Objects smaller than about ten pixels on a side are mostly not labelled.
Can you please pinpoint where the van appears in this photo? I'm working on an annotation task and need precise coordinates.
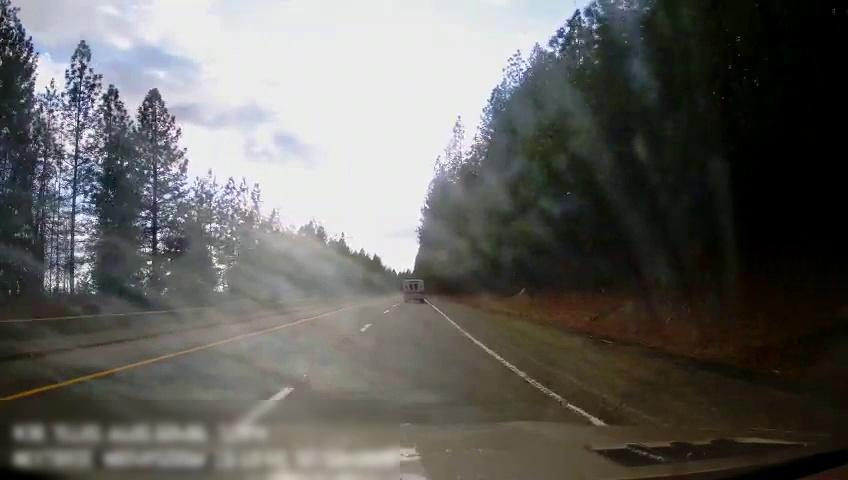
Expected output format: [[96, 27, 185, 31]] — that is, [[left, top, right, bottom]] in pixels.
[[403, 278, 426, 302]]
